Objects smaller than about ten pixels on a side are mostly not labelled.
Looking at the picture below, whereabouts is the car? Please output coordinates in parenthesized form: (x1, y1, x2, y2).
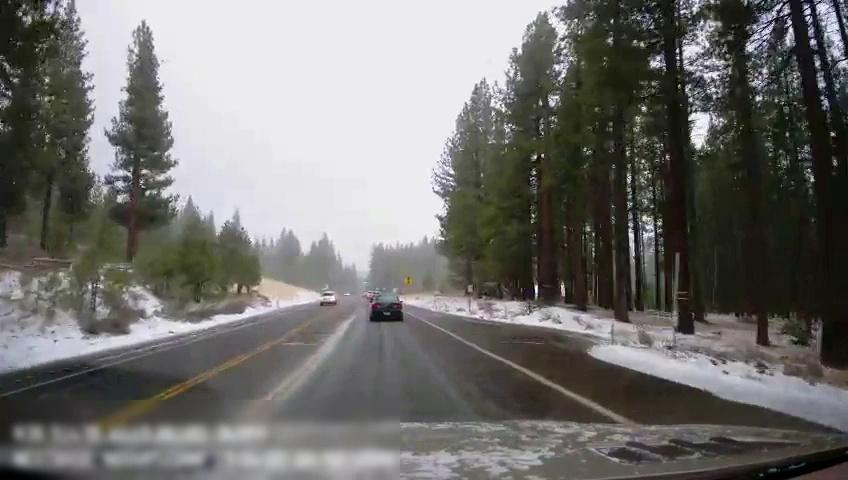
(369, 296, 404, 322)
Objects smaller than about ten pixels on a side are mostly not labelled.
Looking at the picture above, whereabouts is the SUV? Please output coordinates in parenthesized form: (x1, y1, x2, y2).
(320, 290, 337, 305)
